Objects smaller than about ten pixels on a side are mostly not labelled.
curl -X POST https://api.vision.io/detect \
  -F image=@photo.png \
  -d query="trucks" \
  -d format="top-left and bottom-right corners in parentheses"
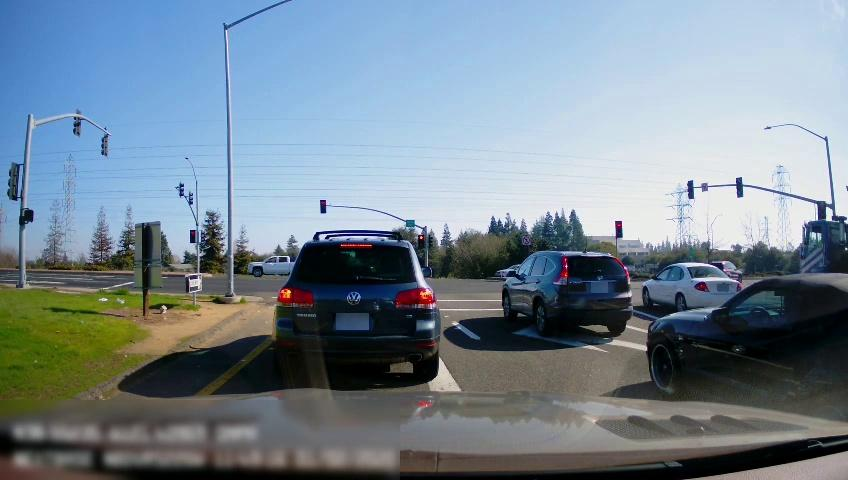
top-left (798, 219), bottom-right (848, 274)
top-left (246, 255), bottom-right (295, 278)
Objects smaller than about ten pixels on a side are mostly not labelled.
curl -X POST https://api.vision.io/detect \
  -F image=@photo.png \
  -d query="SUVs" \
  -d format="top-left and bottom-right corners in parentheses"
top-left (272, 239), bottom-right (442, 383)
top-left (500, 249), bottom-right (633, 338)
top-left (704, 260), bottom-right (743, 283)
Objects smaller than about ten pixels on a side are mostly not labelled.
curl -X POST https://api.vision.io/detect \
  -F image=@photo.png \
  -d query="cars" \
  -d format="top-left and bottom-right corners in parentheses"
top-left (494, 264), bottom-right (519, 279)
top-left (639, 262), bottom-right (743, 314)
top-left (645, 274), bottom-right (848, 415)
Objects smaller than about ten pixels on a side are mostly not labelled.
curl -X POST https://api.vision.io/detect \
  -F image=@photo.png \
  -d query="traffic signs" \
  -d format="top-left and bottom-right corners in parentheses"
top-left (405, 220), bottom-right (416, 228)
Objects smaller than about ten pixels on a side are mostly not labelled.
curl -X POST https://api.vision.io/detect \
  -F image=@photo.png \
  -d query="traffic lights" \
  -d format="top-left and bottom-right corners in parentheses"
top-left (739, 176), bottom-right (748, 198)
top-left (71, 111), bottom-right (82, 136)
top-left (101, 134), bottom-right (109, 157)
top-left (176, 182), bottom-right (185, 198)
top-left (417, 236), bottom-right (425, 248)
top-left (615, 221), bottom-right (625, 240)
top-left (320, 199), bottom-right (327, 214)
top-left (190, 230), bottom-right (197, 244)
top-left (23, 209), bottom-right (34, 223)
top-left (817, 200), bottom-right (828, 220)
top-left (188, 192), bottom-right (195, 206)
top-left (686, 179), bottom-right (695, 201)
top-left (6, 164), bottom-right (18, 202)
top-left (429, 237), bottom-right (435, 250)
